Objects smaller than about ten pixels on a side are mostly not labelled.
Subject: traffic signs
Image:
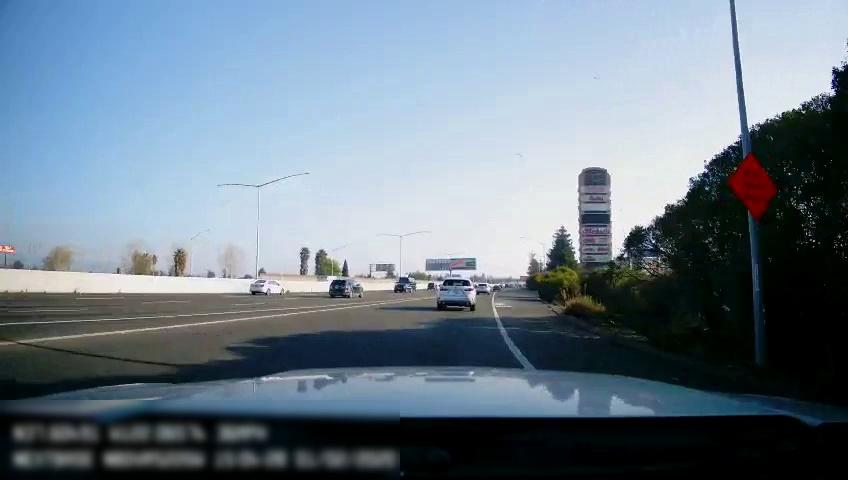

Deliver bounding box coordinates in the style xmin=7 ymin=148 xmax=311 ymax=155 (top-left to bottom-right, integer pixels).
xmin=728 ymin=151 xmax=777 ymax=223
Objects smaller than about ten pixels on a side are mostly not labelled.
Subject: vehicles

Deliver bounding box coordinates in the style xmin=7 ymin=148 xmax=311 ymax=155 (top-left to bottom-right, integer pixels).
xmin=399 ymin=277 xmax=417 ymax=290
xmin=394 ymin=283 xmax=415 ymax=294
xmin=328 ymin=279 xmax=365 ymax=300
xmin=492 ymin=284 xmax=503 ymax=292
xmin=436 ymin=277 xmax=477 ymax=313
xmin=249 ymin=279 xmax=287 ymax=297
xmin=476 ymin=282 xmax=492 ymax=295
xmin=426 ymin=282 xmax=439 ymax=291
